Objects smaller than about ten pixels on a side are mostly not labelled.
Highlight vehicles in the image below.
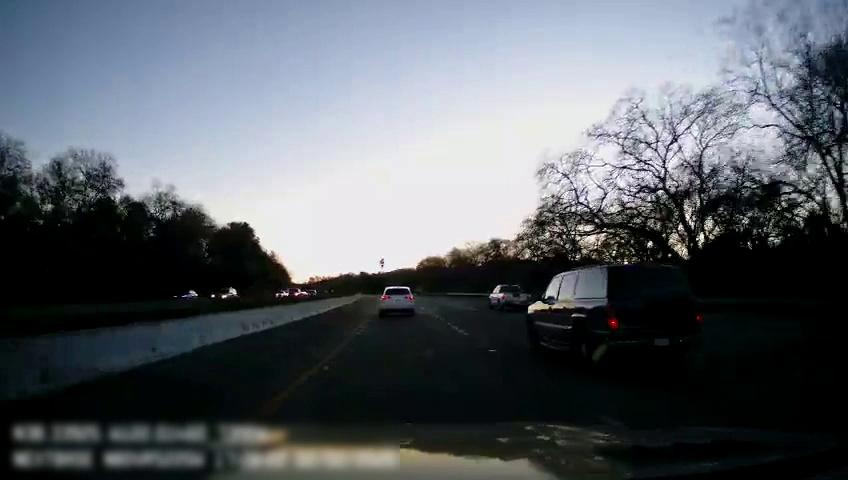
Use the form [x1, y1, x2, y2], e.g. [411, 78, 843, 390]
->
[378, 286, 415, 317]
[173, 289, 199, 302]
[523, 264, 702, 371]
[488, 284, 532, 313]
[210, 287, 240, 305]
[275, 290, 289, 300]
